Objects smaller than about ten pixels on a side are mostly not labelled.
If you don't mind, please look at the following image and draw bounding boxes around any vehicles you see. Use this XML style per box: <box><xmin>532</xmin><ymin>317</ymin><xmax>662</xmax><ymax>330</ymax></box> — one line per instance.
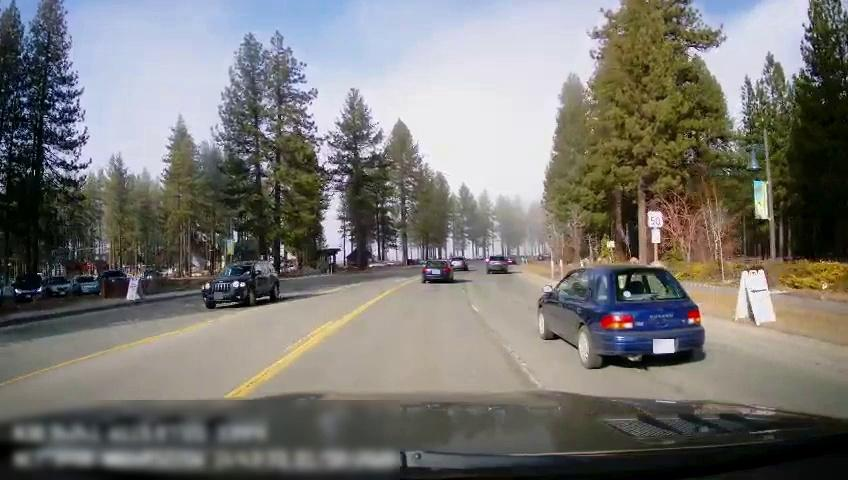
<box><xmin>537</xmin><ymin>266</ymin><xmax>704</xmax><ymax>370</ymax></box>
<box><xmin>486</xmin><ymin>256</ymin><xmax>511</xmax><ymax>274</ymax></box>
<box><xmin>369</xmin><ymin>260</ymin><xmax>387</xmax><ymax>269</ymax></box>
<box><xmin>201</xmin><ymin>261</ymin><xmax>280</xmax><ymax>309</ymax></box>
<box><xmin>47</xmin><ymin>276</ymin><xmax>74</xmax><ymax>298</ymax></box>
<box><xmin>97</xmin><ymin>270</ymin><xmax>129</xmax><ymax>293</ymax></box>
<box><xmin>448</xmin><ymin>257</ymin><xmax>468</xmax><ymax>271</ymax></box>
<box><xmin>421</xmin><ymin>259</ymin><xmax>453</xmax><ymax>283</ymax></box>
<box><xmin>10</xmin><ymin>273</ymin><xmax>43</xmax><ymax>302</ymax></box>
<box><xmin>75</xmin><ymin>276</ymin><xmax>98</xmax><ymax>295</ymax></box>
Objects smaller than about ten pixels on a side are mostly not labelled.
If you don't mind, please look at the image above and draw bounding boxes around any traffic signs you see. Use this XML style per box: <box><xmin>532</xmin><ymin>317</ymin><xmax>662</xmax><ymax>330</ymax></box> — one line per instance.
<box><xmin>647</xmin><ymin>210</ymin><xmax>664</xmax><ymax>229</ymax></box>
